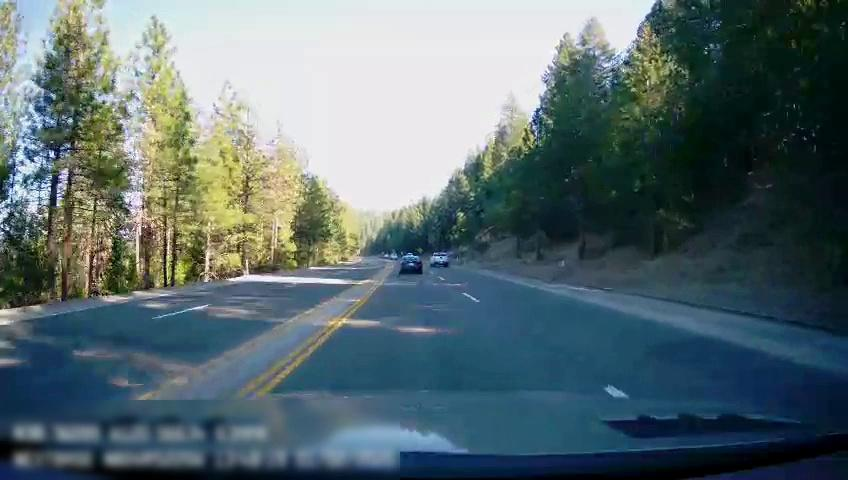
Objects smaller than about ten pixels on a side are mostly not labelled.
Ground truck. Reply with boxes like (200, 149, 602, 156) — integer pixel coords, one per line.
(428, 252, 449, 268)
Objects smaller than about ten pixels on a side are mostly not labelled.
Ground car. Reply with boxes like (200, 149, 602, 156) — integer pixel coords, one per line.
(399, 253, 423, 275)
